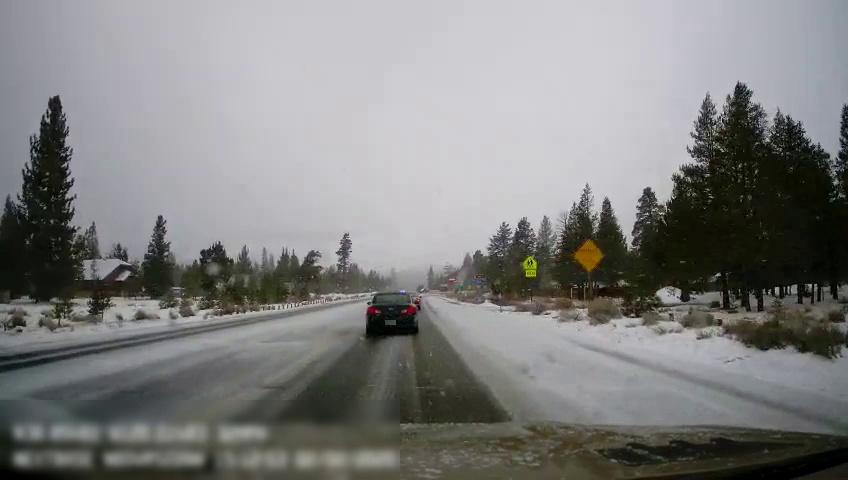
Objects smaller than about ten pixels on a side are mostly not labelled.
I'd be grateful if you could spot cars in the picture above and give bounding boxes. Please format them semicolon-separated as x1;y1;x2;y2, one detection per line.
366;292;419;334
409;293;421;310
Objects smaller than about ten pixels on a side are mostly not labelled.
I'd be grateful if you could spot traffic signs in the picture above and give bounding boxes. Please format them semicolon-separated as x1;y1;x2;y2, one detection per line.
574;239;603;272
472;274;484;279
523;256;537;269
526;270;537;277
472;279;484;284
